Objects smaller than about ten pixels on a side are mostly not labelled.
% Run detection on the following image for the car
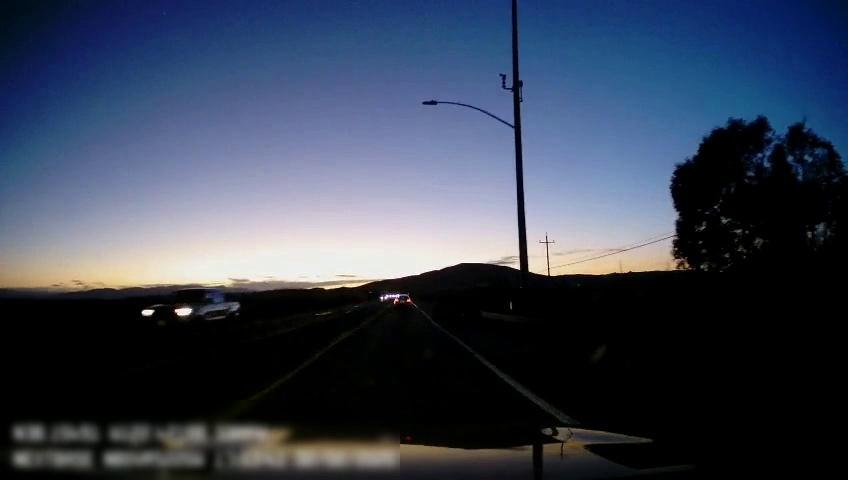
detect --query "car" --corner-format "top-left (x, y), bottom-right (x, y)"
top-left (393, 293), bottom-right (412, 308)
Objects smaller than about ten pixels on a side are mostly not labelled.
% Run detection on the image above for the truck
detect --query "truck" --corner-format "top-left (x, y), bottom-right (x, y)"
top-left (140, 287), bottom-right (241, 328)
